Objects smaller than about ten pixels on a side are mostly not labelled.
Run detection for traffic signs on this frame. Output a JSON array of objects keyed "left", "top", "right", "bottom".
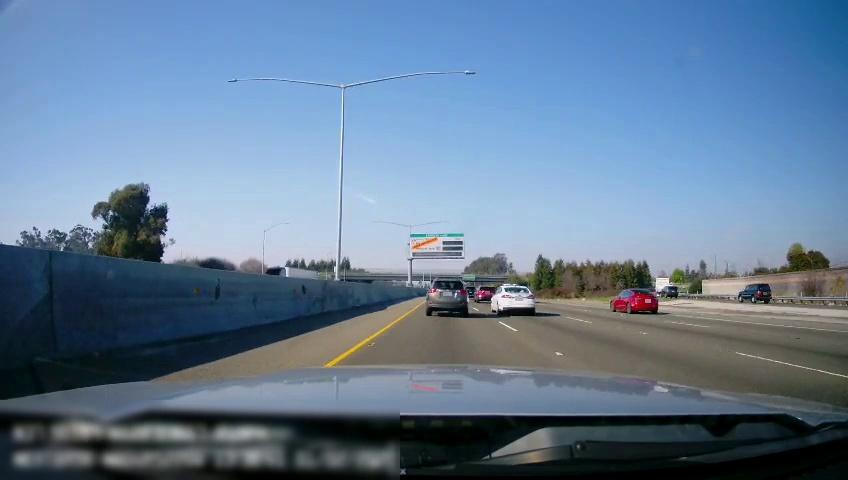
[
  {"left": 408, "top": 232, "right": 465, "bottom": 260},
  {"left": 462, "top": 273, "right": 475, "bottom": 280}
]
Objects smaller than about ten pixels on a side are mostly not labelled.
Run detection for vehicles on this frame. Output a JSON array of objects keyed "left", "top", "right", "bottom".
[
  {"left": 661, "top": 285, "right": 679, "bottom": 299},
  {"left": 425, "top": 276, "right": 470, "bottom": 317},
  {"left": 655, "top": 277, "right": 669, "bottom": 294},
  {"left": 490, "top": 285, "right": 537, "bottom": 317},
  {"left": 265, "top": 267, "right": 319, "bottom": 279},
  {"left": 737, "top": 284, "right": 772, "bottom": 305},
  {"left": 502, "top": 283, "right": 520, "bottom": 287},
  {"left": 465, "top": 286, "right": 476, "bottom": 298},
  {"left": 473, "top": 285, "right": 497, "bottom": 304},
  {"left": 609, "top": 287, "right": 659, "bottom": 315}
]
